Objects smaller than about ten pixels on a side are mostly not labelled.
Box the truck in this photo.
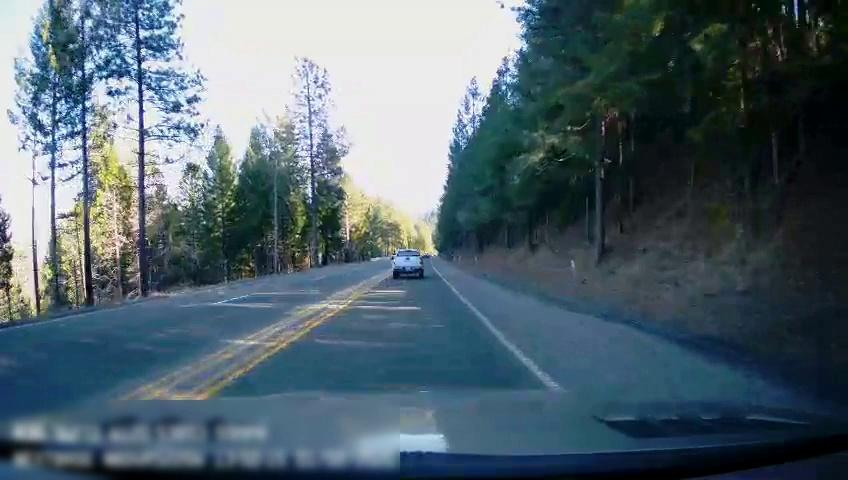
[391,247,429,281]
